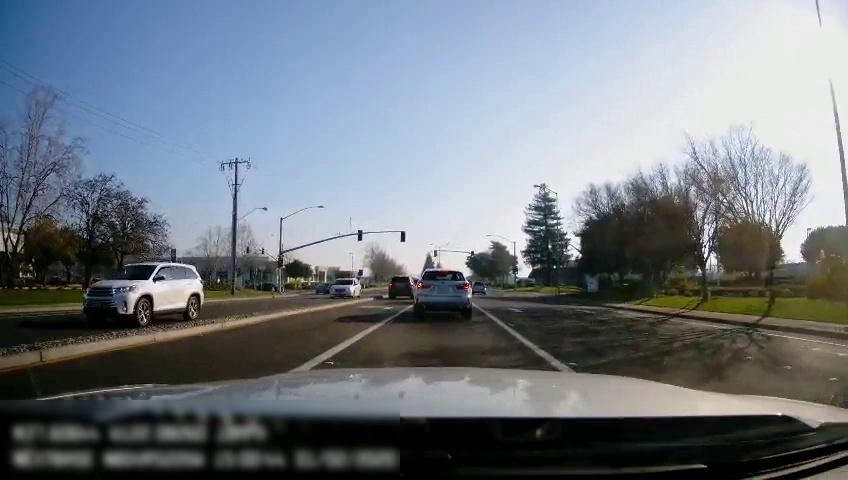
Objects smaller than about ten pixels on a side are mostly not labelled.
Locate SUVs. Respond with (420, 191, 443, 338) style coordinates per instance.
(413, 268, 474, 321)
(79, 261, 205, 329)
(388, 275, 415, 300)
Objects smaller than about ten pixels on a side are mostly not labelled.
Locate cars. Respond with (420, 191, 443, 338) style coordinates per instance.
(330, 278, 362, 300)
(470, 279, 487, 297)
